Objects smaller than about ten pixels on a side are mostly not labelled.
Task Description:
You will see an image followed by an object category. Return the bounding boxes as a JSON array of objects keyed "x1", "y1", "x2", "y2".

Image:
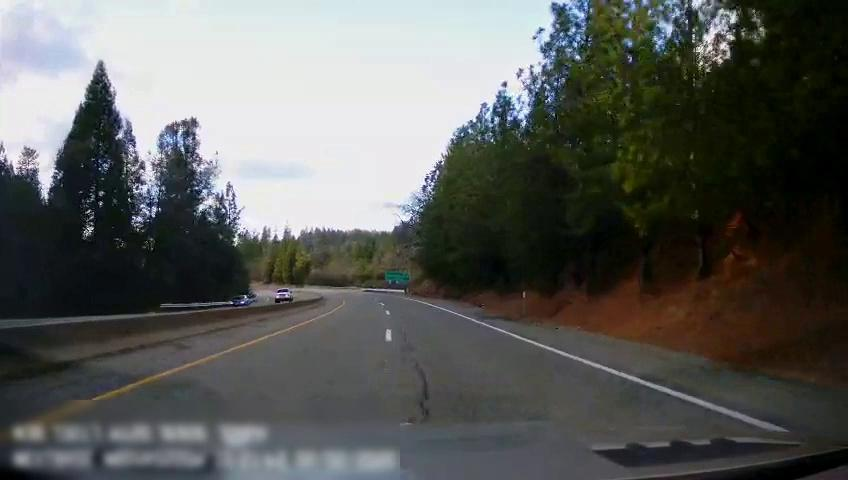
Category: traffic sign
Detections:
[{"x1": 385, "y1": 269, "x2": 410, "y2": 283}]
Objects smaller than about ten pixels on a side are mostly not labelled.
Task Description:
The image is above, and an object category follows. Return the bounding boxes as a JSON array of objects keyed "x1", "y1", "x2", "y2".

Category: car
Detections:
[{"x1": 230, "y1": 294, "x2": 251, "y2": 308}]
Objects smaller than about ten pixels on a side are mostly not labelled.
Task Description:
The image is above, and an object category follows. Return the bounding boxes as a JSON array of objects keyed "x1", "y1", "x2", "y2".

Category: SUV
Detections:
[{"x1": 274, "y1": 287, "x2": 294, "y2": 304}]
